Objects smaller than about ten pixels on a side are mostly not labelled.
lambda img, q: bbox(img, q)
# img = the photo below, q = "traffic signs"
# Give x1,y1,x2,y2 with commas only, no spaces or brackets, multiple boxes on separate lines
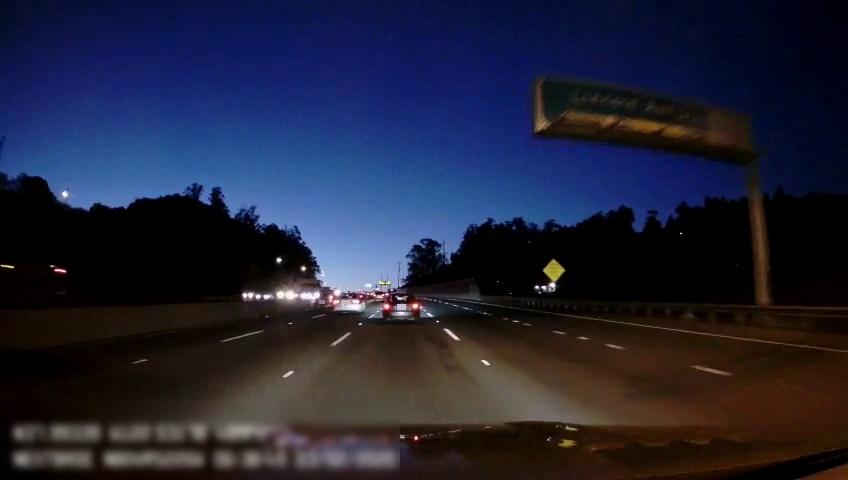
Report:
543,79,709,137
542,258,566,282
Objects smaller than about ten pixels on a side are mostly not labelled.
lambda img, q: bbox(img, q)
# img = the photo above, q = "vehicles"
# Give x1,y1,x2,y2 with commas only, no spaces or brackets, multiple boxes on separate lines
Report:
333,293,366,316
241,291,256,301
382,293,420,324
0,265,67,311
313,289,341,311
255,292,274,301
373,291,387,303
